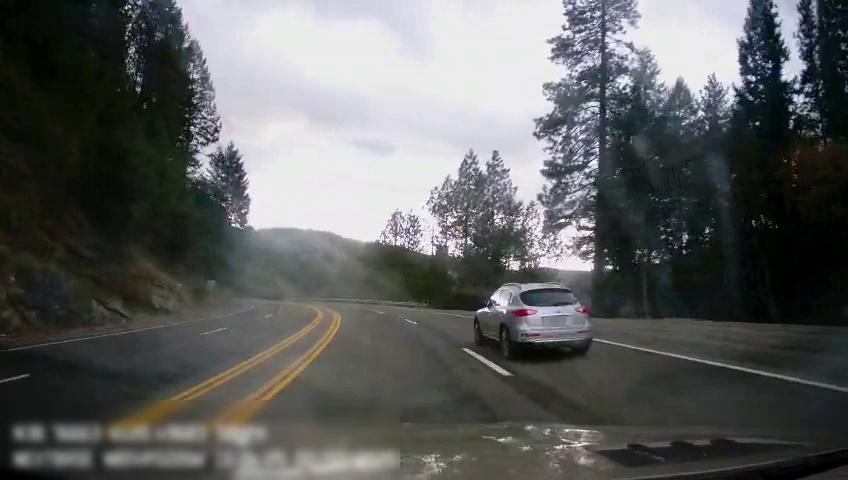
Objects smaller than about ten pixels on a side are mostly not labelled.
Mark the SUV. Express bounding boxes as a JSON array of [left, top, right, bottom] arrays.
[[473, 282, 593, 361]]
